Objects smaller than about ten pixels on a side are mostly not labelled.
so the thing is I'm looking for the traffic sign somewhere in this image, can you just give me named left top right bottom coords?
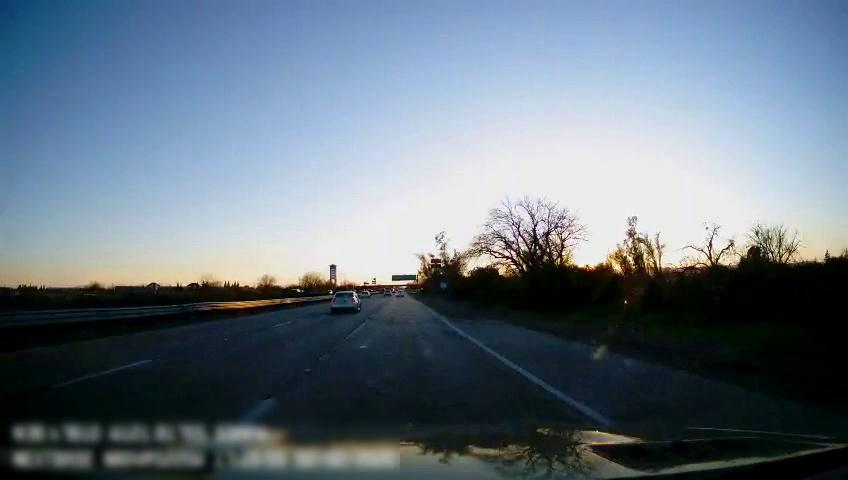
left=391, top=274, right=417, bottom=281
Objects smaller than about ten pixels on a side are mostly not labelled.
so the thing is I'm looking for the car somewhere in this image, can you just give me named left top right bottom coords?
left=331, top=291, right=362, bottom=314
